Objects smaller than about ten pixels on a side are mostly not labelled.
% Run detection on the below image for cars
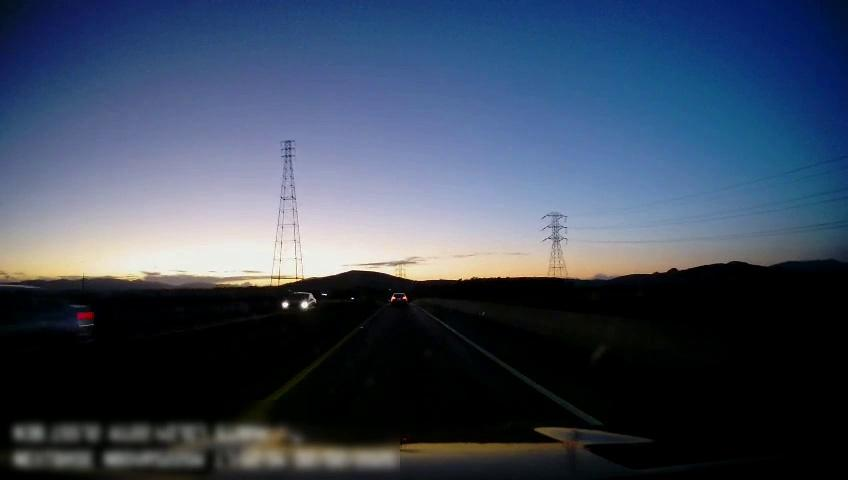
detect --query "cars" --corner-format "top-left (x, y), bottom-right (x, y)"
top-left (281, 292), bottom-right (317, 314)
top-left (390, 292), bottom-right (408, 307)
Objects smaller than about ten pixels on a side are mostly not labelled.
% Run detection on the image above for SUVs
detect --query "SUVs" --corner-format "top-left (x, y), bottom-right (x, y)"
top-left (0, 284), bottom-right (95, 361)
